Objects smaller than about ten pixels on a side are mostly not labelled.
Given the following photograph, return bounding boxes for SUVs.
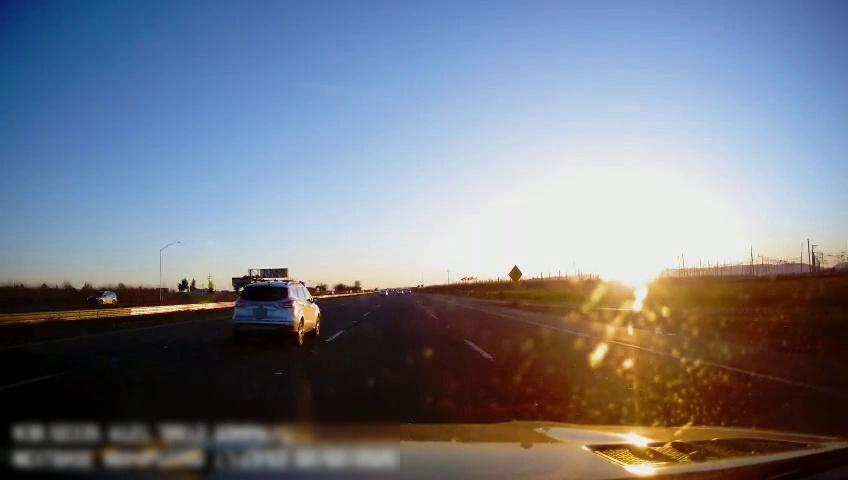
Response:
[231,279,321,346]
[87,291,118,308]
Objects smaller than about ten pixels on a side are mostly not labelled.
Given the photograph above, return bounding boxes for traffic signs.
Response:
[508,265,523,283]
